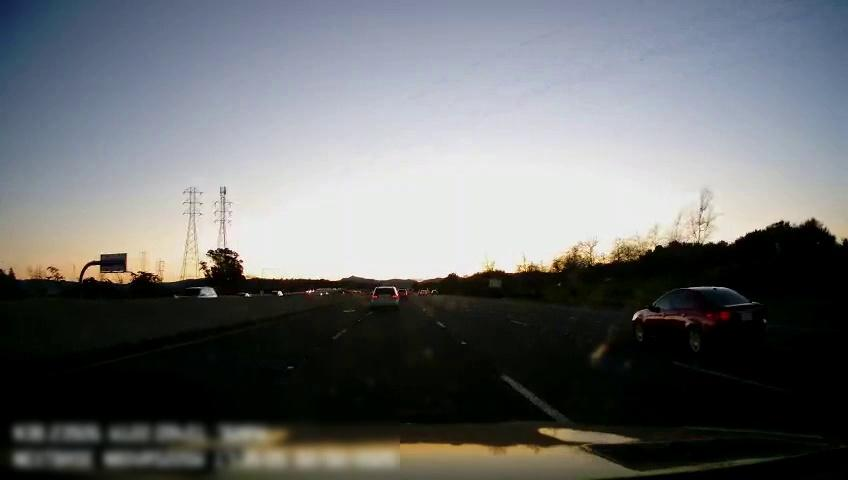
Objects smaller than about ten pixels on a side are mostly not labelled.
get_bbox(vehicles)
[370,286,400,311]
[397,288,409,301]
[270,290,284,297]
[631,285,767,358]
[174,286,218,298]
[234,292,251,297]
